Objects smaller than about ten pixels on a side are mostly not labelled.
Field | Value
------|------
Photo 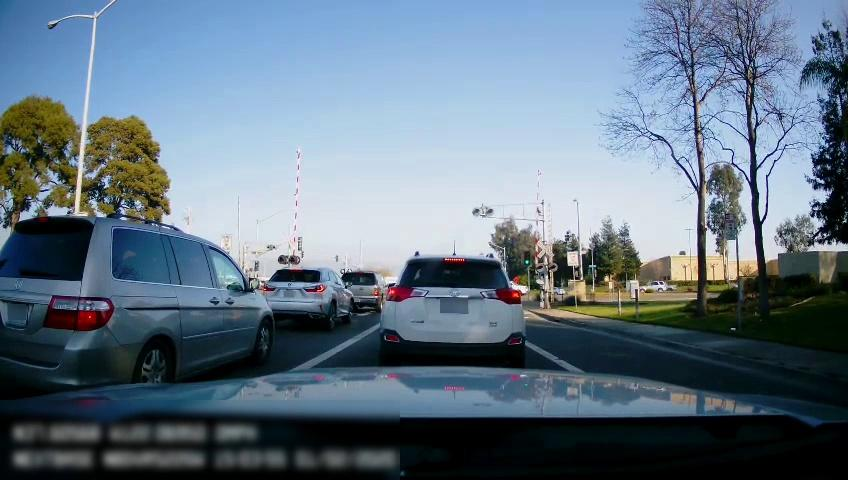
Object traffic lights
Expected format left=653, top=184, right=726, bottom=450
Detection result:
left=297, top=237, right=304, bottom=252
left=288, top=255, right=300, bottom=265
left=563, top=230, right=570, bottom=245
left=523, top=251, right=531, bottom=265
left=277, top=255, right=288, bottom=265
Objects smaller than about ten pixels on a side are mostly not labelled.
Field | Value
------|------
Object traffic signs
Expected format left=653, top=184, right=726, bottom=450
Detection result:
left=536, top=240, right=555, bottom=260
left=567, top=251, right=579, bottom=267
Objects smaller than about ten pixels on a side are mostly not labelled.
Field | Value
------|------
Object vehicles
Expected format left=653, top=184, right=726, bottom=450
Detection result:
left=551, top=286, right=566, bottom=295
left=0, top=212, right=276, bottom=392
left=340, top=270, right=388, bottom=314
left=508, top=281, right=528, bottom=295
left=638, top=280, right=667, bottom=295
left=380, top=252, right=526, bottom=363
left=263, top=266, right=354, bottom=330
